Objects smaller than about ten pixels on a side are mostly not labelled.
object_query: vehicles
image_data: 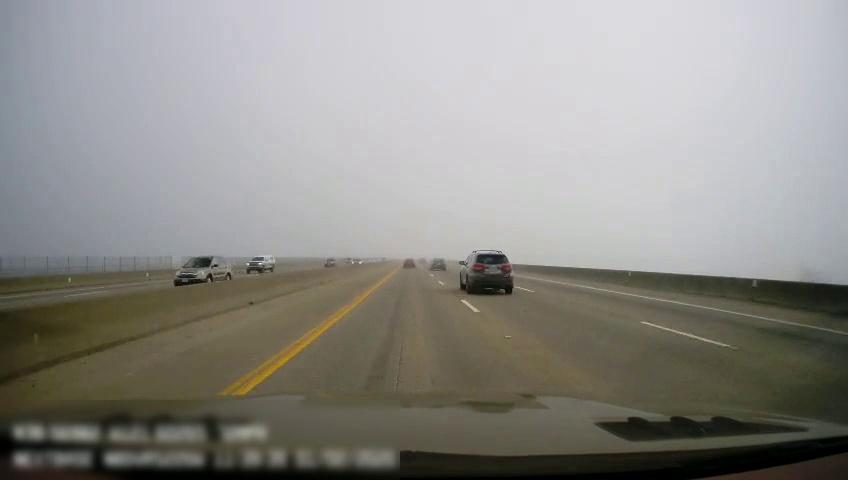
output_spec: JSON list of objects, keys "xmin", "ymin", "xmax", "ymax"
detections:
[
  {"xmin": 245, "ymin": 254, "xmax": 277, "ymax": 275},
  {"xmin": 402, "ymin": 257, "xmax": 416, "ymax": 269},
  {"xmin": 430, "ymin": 258, "xmax": 446, "ymax": 272},
  {"xmin": 323, "ymin": 258, "xmax": 338, "ymax": 268},
  {"xmin": 173, "ymin": 255, "xmax": 233, "ymax": 288},
  {"xmin": 457, "ymin": 249, "xmax": 515, "ymax": 295},
  {"xmin": 350, "ymin": 258, "xmax": 365, "ymax": 266}
]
